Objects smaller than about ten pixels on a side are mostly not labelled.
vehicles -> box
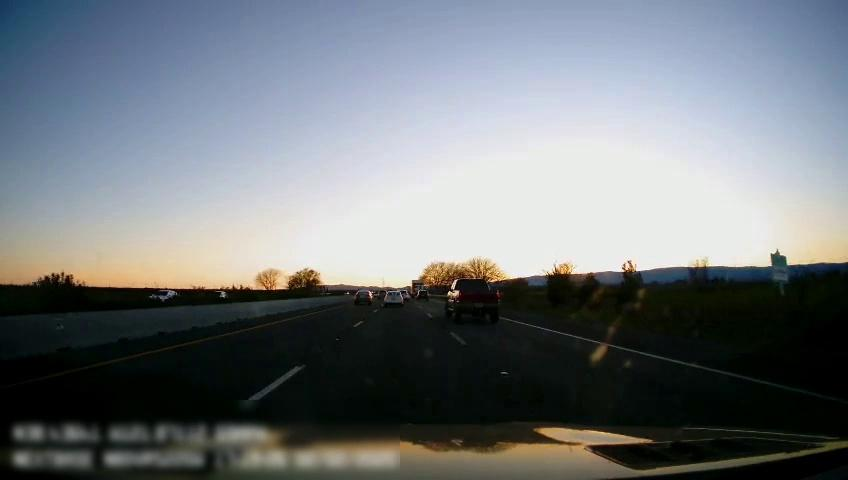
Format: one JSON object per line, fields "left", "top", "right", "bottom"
{"left": 149, "top": 289, "right": 180, "bottom": 304}
{"left": 442, "top": 278, "right": 502, "bottom": 324}
{"left": 384, "top": 290, "right": 404, "bottom": 307}
{"left": 417, "top": 290, "right": 429, "bottom": 302}
{"left": 410, "top": 279, "right": 422, "bottom": 298}
{"left": 397, "top": 289, "right": 411, "bottom": 302}
{"left": 377, "top": 290, "right": 388, "bottom": 300}
{"left": 210, "top": 290, "right": 229, "bottom": 301}
{"left": 354, "top": 289, "right": 374, "bottom": 306}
